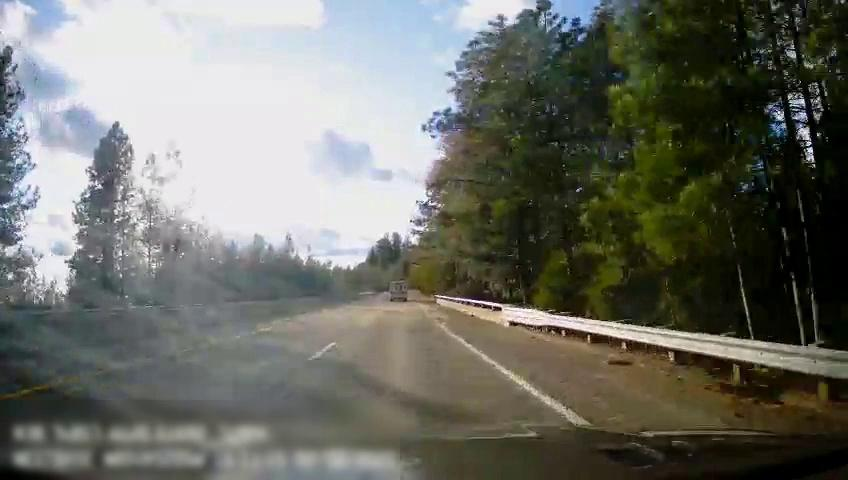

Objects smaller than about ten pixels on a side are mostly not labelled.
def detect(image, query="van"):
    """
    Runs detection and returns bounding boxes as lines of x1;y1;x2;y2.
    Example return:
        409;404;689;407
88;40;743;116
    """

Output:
388;280;408;302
